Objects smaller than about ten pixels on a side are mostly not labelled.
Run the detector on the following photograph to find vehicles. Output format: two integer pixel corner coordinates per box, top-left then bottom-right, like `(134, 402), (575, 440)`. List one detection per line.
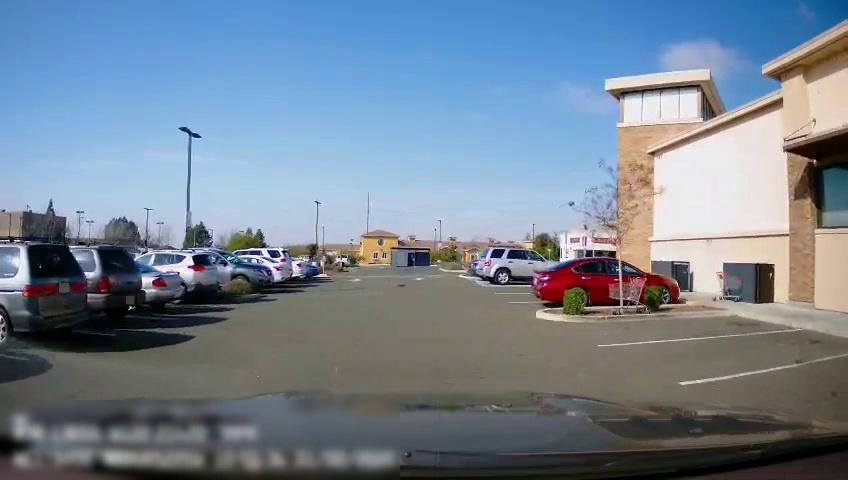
(304, 264), (321, 277)
(335, 254), (349, 266)
(531, 257), (681, 306)
(213, 250), (274, 286)
(292, 260), (303, 279)
(469, 254), (480, 273)
(137, 263), (186, 307)
(241, 255), (291, 284)
(234, 249), (295, 277)
(136, 249), (222, 296)
(0, 241), (89, 343)
(69, 245), (145, 314)
(475, 246), (553, 285)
